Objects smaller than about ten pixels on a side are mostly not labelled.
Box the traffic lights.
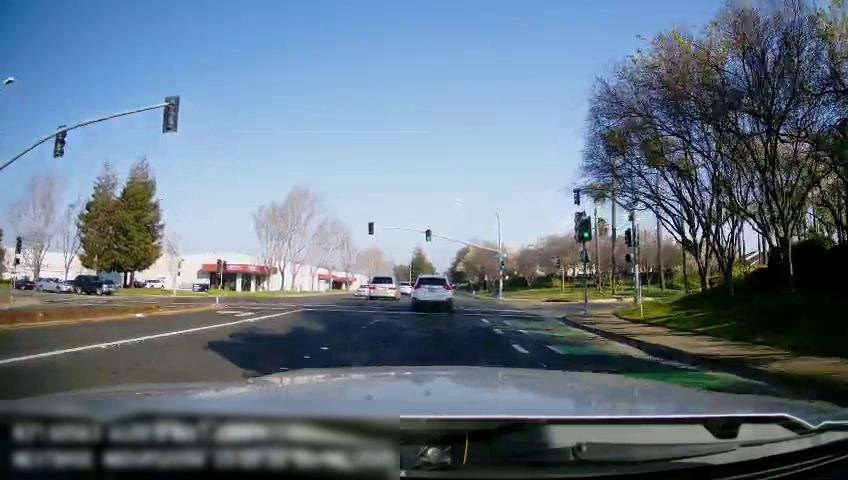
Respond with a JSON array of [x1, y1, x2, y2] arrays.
[[623, 226, 634, 248], [222, 260, 228, 272], [572, 209, 588, 244], [215, 258, 222, 274], [425, 228, 433, 242], [161, 94, 181, 135], [624, 252, 636, 265], [576, 214, 593, 244], [579, 247, 592, 263], [555, 255, 561, 269], [15, 235, 22, 255], [367, 221, 375, 236], [52, 123, 68, 159], [572, 186, 582, 206]]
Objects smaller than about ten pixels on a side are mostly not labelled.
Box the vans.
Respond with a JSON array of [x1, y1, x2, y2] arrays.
[[368, 275, 401, 301]]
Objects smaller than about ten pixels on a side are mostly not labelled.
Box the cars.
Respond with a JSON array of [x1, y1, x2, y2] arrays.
[[354, 283, 373, 297], [11, 278, 35, 291], [144, 279, 166, 289], [35, 278, 74, 294]]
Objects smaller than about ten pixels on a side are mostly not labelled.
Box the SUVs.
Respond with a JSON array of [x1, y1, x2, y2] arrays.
[[410, 274, 455, 314], [73, 274, 115, 296], [398, 281, 413, 295]]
